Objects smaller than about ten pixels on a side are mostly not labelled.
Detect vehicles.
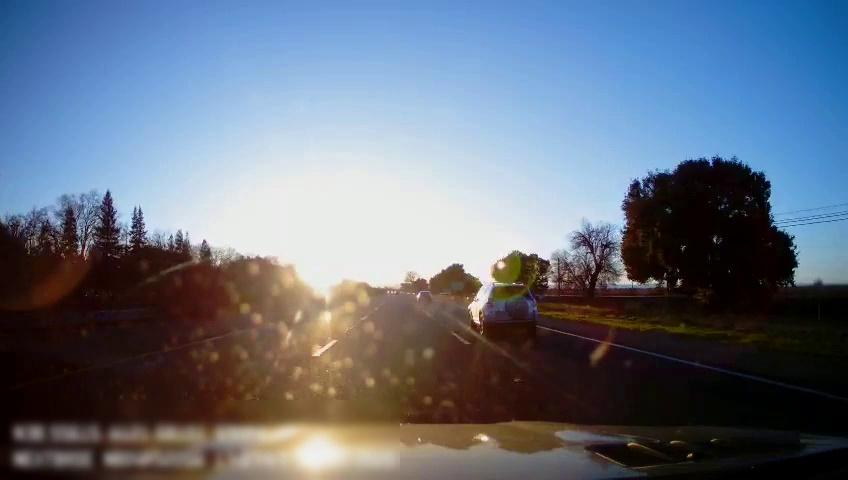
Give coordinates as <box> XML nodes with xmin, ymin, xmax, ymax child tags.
<box><xmin>467</xmin><ymin>282</ymin><xmax>538</xmax><ymax>339</ymax></box>
<box><xmin>417</xmin><ymin>290</ymin><xmax>432</xmax><ymax>303</ymax></box>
